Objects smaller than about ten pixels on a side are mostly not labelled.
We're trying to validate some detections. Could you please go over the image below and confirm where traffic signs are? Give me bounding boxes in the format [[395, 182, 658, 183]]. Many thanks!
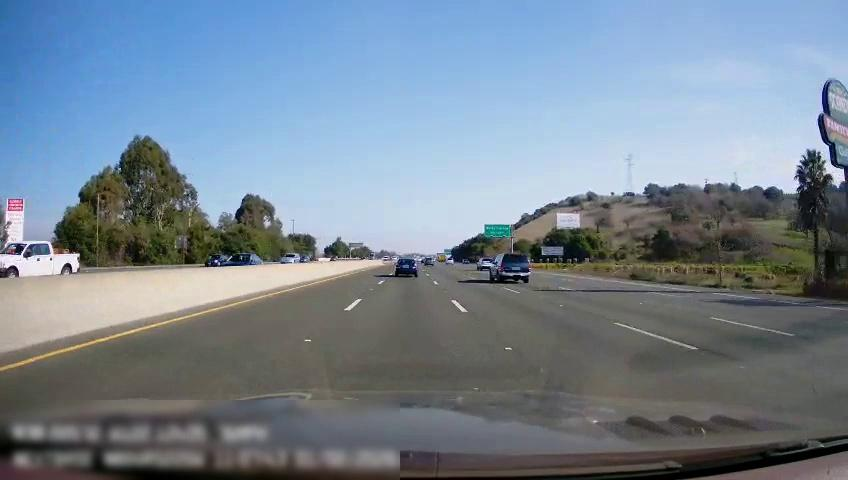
[[540, 246, 564, 256], [348, 242, 364, 248], [483, 223, 513, 240]]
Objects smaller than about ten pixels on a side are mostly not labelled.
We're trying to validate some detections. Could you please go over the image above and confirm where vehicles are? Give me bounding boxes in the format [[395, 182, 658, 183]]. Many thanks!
[[476, 257, 496, 271], [0, 241, 82, 278], [395, 258, 418, 278], [299, 254, 314, 263], [489, 253, 532, 284], [204, 253, 231, 268], [279, 253, 300, 265], [423, 257, 435, 267], [220, 251, 264, 267]]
